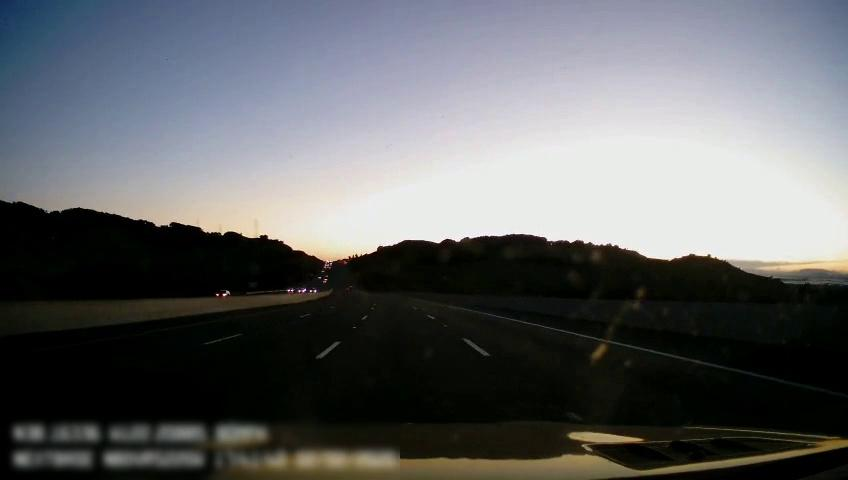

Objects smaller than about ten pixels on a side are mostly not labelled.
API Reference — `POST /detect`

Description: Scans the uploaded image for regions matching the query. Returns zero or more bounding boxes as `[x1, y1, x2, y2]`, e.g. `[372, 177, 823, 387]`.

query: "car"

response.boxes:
[216, 289, 231, 297]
